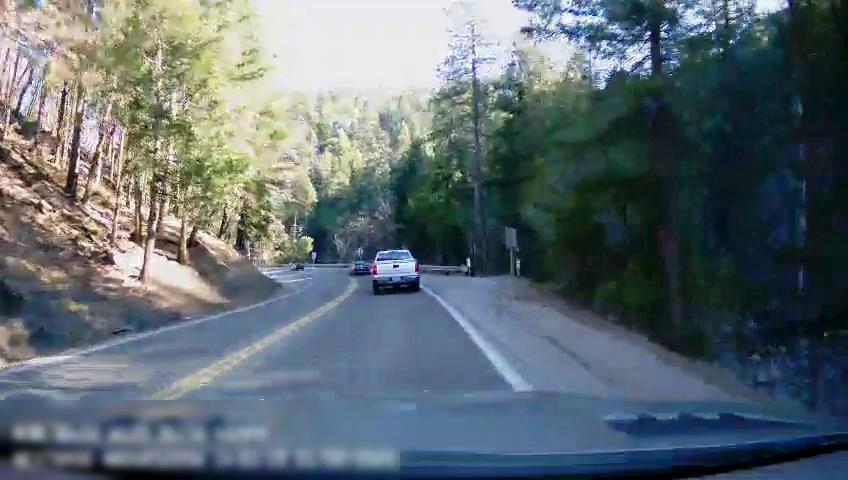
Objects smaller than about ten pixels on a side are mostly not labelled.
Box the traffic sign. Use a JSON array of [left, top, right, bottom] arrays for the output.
[[466, 257, 471, 268]]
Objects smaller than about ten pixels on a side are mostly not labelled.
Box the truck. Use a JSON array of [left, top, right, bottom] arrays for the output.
[[371, 249, 420, 292]]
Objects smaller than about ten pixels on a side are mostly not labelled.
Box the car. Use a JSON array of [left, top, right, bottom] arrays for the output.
[[350, 261, 371, 276]]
